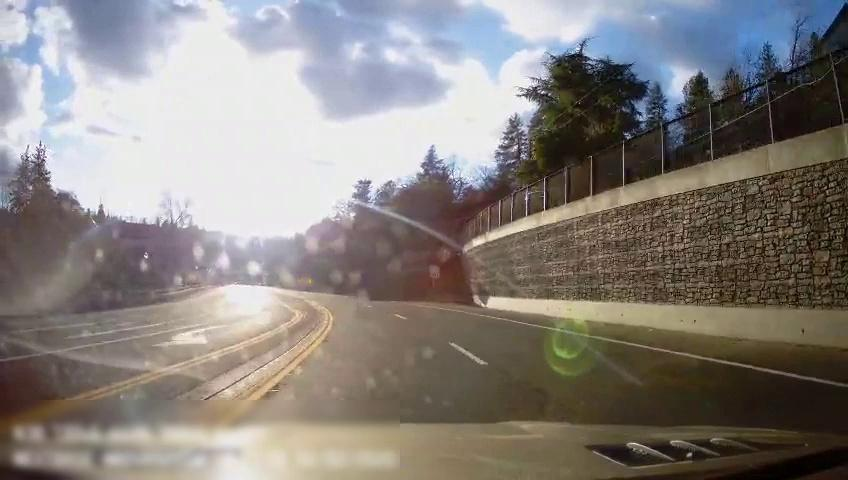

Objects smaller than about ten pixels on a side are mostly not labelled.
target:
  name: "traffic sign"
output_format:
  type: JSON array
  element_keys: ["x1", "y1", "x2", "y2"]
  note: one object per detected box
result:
[{"x1": 429, "y1": 265, "x2": 441, "y2": 280}]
